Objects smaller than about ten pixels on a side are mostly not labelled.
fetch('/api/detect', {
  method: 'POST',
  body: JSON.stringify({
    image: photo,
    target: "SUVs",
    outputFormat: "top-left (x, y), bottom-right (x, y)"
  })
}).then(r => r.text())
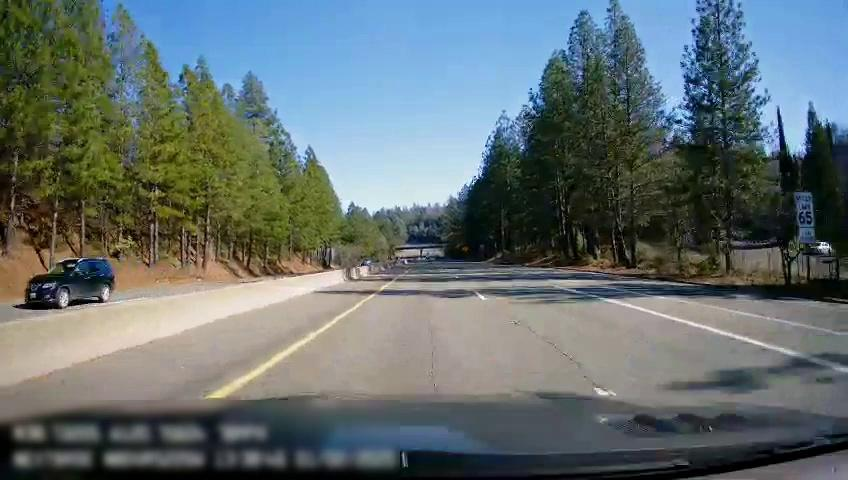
top-left (24, 257), bottom-right (118, 309)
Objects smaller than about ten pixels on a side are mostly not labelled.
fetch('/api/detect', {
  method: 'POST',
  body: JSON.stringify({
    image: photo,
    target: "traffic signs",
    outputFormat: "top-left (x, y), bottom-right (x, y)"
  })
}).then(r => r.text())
top-left (794, 192), bottom-right (816, 228)
top-left (799, 227), bottom-right (815, 243)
